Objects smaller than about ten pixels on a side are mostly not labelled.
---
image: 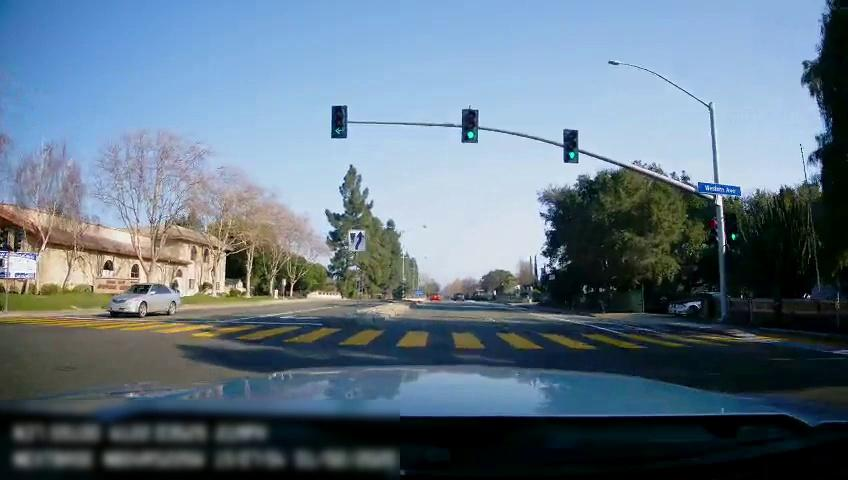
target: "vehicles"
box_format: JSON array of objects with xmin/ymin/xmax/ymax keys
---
[
  {"xmin": 670, "ymin": 299, "xmax": 703, "ymax": 320},
  {"xmin": 109, "ymin": 282, "xmax": 182, "ymax": 319},
  {"xmin": 453, "ymin": 292, "xmax": 465, "ymax": 303}
]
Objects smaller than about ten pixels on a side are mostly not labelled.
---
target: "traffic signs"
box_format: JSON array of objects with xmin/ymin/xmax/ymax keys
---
[
  {"xmin": 697, "ymin": 182, "xmax": 743, "ymax": 200},
  {"xmin": 347, "ymin": 229, "xmax": 368, "ymax": 254}
]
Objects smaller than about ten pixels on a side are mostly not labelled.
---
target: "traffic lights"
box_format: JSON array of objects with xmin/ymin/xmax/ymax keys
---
[
  {"xmin": 460, "ymin": 107, "xmax": 480, "ymax": 145},
  {"xmin": 330, "ymin": 104, "xmax": 349, "ymax": 141},
  {"xmin": 724, "ymin": 212, "xmax": 743, "ymax": 247},
  {"xmin": 562, "ymin": 128, "xmax": 580, "ymax": 165}
]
